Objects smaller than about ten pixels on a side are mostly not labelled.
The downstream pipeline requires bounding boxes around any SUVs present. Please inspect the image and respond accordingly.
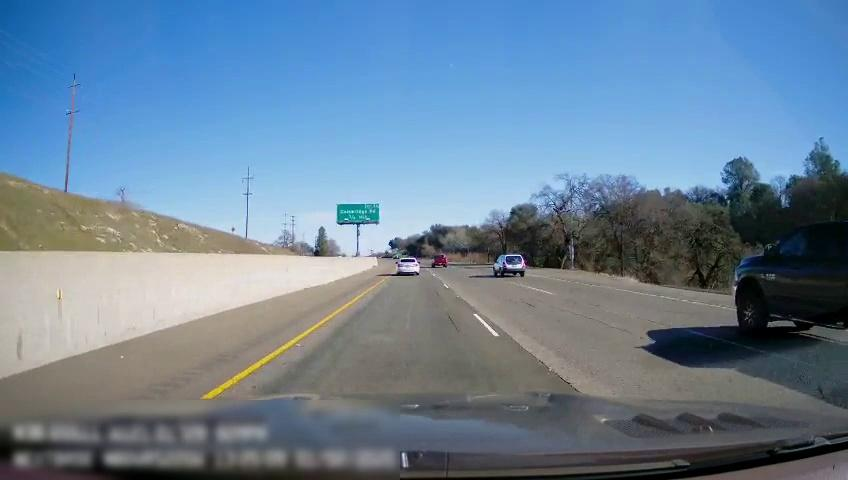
[493,254,527,277]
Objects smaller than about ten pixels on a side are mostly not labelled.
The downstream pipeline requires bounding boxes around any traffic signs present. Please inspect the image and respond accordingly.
[336,202,381,225]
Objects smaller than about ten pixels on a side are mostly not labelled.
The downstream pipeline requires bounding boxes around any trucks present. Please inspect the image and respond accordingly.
[431,256,448,269]
[732,222,848,341]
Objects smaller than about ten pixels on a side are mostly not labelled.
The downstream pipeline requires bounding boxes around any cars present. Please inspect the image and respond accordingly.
[394,257,420,276]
